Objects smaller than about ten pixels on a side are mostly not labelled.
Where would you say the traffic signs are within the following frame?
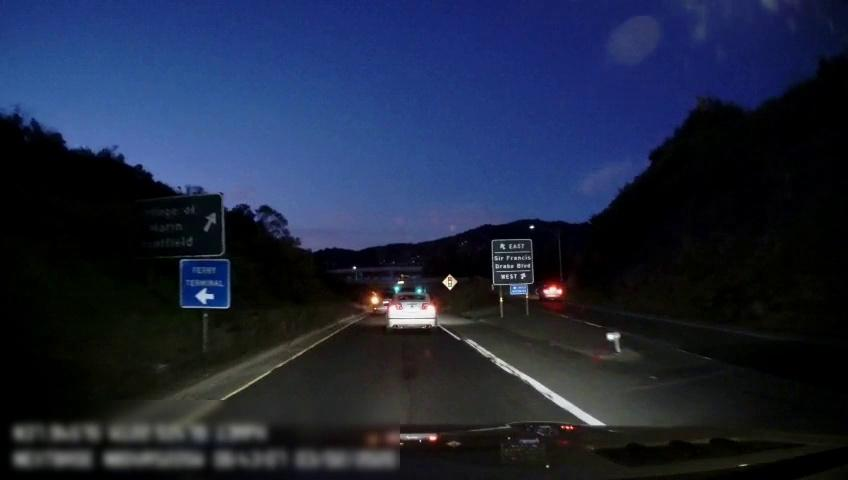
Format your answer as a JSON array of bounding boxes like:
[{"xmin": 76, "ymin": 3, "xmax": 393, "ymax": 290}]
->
[
  {"xmin": 440, "ymin": 274, "xmax": 457, "ymax": 290},
  {"xmin": 140, "ymin": 193, "xmax": 226, "ymax": 256},
  {"xmin": 178, "ymin": 257, "xmax": 231, "ymax": 309},
  {"xmin": 492, "ymin": 238, "xmax": 534, "ymax": 285}
]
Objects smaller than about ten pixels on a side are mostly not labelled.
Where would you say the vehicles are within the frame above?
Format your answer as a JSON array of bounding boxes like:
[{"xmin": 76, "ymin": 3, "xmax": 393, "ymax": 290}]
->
[
  {"xmin": 386, "ymin": 293, "xmax": 438, "ymax": 332},
  {"xmin": 537, "ymin": 282, "xmax": 564, "ymax": 304},
  {"xmin": 371, "ymin": 290, "xmax": 395, "ymax": 315}
]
